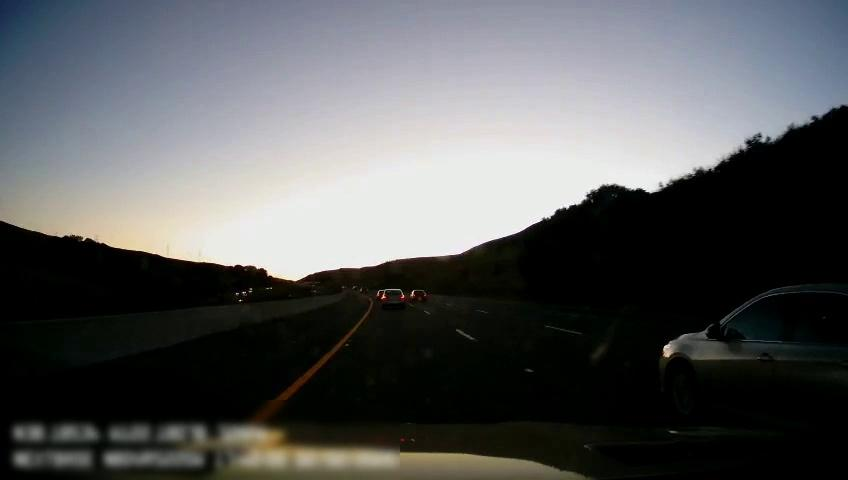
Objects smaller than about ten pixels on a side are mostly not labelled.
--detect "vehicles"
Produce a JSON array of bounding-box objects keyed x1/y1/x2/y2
[
  {"x1": 409, "y1": 289, "x2": 427, "y2": 302},
  {"x1": 376, "y1": 289, "x2": 386, "y2": 300},
  {"x1": 658, "y1": 283, "x2": 848, "y2": 434},
  {"x1": 380, "y1": 288, "x2": 405, "y2": 309}
]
